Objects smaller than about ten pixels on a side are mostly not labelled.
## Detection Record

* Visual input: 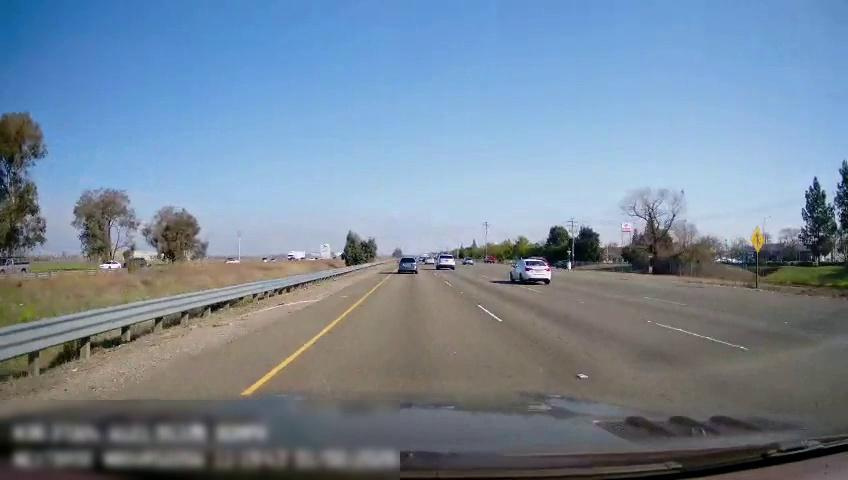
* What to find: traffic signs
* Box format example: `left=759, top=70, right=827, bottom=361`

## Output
left=751, top=228, right=766, bottom=253
left=319, top=243, right=331, bottom=259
